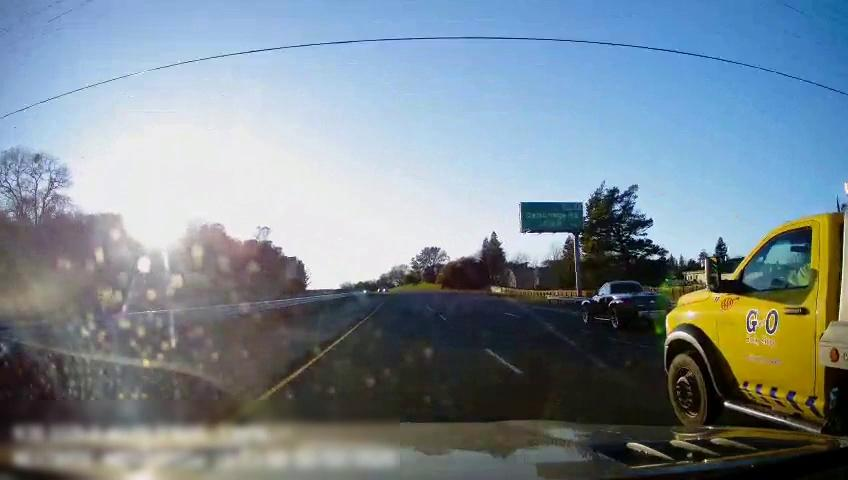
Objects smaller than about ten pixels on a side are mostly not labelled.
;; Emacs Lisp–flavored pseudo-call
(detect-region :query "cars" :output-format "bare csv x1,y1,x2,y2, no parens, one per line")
580,281,667,331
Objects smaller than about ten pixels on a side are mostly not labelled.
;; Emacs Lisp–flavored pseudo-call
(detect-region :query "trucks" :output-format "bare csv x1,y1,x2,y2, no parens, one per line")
664,212,848,435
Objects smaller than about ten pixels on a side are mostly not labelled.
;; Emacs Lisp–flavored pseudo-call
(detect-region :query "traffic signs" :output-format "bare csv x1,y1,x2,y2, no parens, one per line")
286,256,296,279
520,201,584,232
